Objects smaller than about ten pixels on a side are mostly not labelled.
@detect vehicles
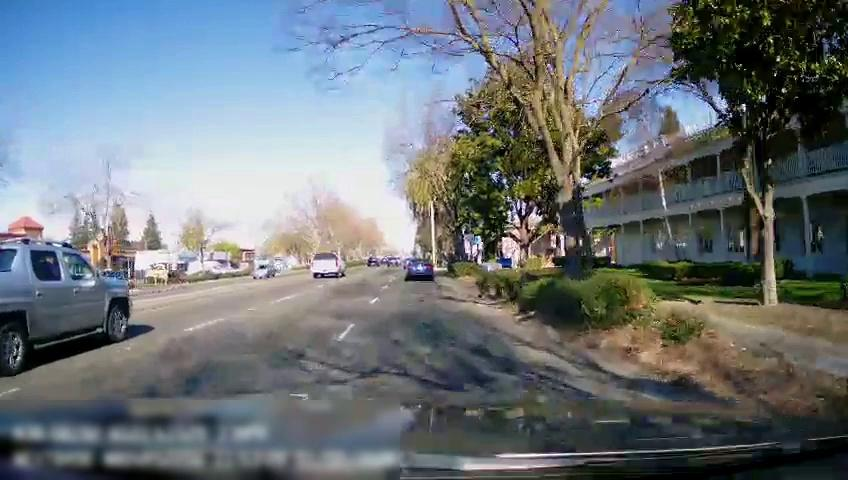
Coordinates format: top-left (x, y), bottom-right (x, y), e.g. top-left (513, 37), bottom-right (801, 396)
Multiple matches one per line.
top-left (252, 263), bottom-right (277, 279)
top-left (0, 237), bottom-right (134, 376)
top-left (403, 256), bottom-right (413, 269)
top-left (408, 256), bottom-right (434, 280)
top-left (368, 257), bottom-right (381, 266)
top-left (311, 252), bottom-right (346, 278)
